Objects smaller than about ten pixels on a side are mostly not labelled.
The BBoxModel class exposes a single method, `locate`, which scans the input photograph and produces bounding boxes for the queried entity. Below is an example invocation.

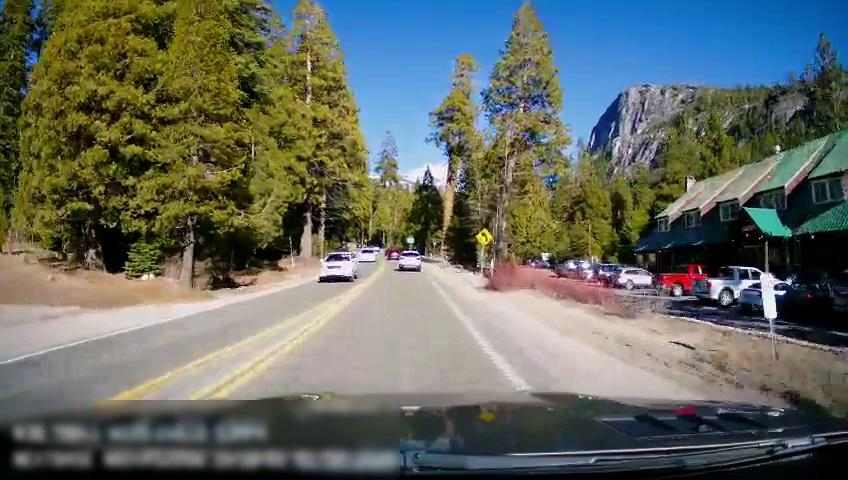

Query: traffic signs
[476,227,494,246]
[405,234,416,245]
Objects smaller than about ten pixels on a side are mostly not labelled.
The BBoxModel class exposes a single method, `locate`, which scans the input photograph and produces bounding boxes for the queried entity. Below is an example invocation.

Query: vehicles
[694,264,797,307]
[739,279,811,314]
[358,248,377,263]
[387,248,403,261]
[318,251,360,283]
[397,250,422,272]
[652,263,727,298]
[609,265,660,291]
